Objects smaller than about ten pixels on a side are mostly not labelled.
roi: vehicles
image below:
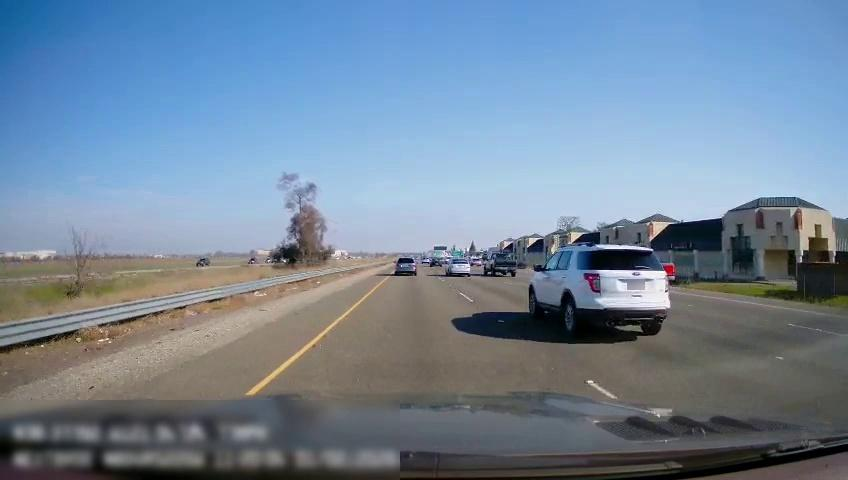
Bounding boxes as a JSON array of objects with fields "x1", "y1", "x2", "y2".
[
  {"x1": 660, "y1": 263, "x2": 677, "y2": 280},
  {"x1": 429, "y1": 256, "x2": 443, "y2": 267},
  {"x1": 483, "y1": 252, "x2": 517, "y2": 277},
  {"x1": 195, "y1": 257, "x2": 211, "y2": 268},
  {"x1": 444, "y1": 256, "x2": 471, "y2": 277},
  {"x1": 247, "y1": 257, "x2": 260, "y2": 265},
  {"x1": 527, "y1": 242, "x2": 672, "y2": 339},
  {"x1": 394, "y1": 257, "x2": 417, "y2": 276},
  {"x1": 469, "y1": 257, "x2": 482, "y2": 267}
]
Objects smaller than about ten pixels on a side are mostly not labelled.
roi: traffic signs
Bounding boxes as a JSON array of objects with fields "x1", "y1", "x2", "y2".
[{"x1": 452, "y1": 251, "x2": 465, "y2": 257}]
